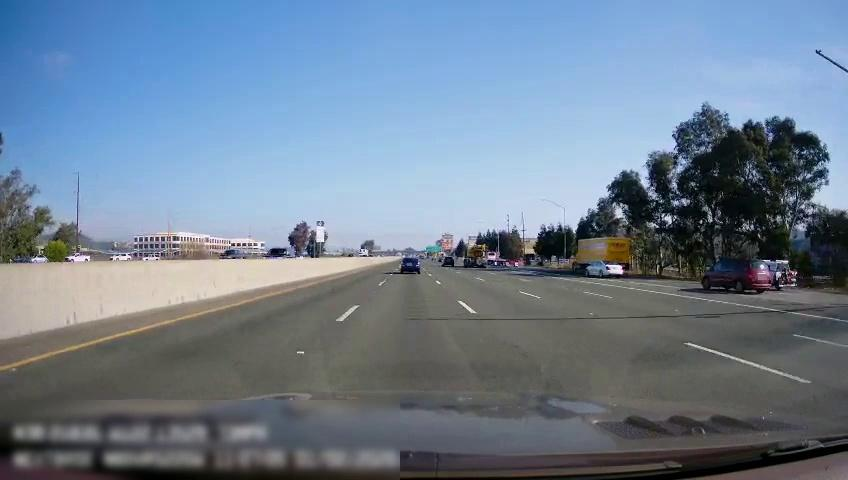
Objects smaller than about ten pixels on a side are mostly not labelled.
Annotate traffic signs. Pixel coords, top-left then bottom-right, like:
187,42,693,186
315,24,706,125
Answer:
425,245,443,253
315,220,325,243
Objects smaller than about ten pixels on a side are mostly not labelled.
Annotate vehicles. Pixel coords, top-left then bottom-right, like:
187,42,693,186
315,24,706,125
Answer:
570,238,631,275
8,255,28,264
462,244,488,269
701,256,771,295
441,257,455,267
400,258,420,274
584,260,624,279
218,248,249,260
24,254,49,264
485,251,522,268
63,252,91,264
761,259,799,290
262,247,296,261
108,252,132,262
